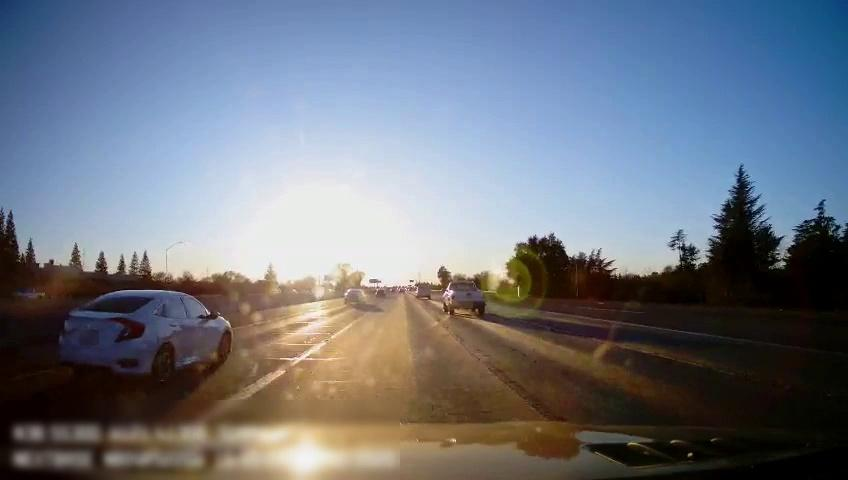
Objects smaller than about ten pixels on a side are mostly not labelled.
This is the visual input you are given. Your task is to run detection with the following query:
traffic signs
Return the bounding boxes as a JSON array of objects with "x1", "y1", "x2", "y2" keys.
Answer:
[{"x1": 368, "y1": 279, "x2": 379, "y2": 283}]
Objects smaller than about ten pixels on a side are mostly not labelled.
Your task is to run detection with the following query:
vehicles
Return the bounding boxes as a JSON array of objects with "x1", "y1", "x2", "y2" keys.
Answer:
[
  {"x1": 413, "y1": 285, "x2": 432, "y2": 300},
  {"x1": 58, "y1": 288, "x2": 233, "y2": 394},
  {"x1": 375, "y1": 288, "x2": 387, "y2": 298},
  {"x1": 9, "y1": 286, "x2": 47, "y2": 300},
  {"x1": 344, "y1": 288, "x2": 366, "y2": 305},
  {"x1": 442, "y1": 280, "x2": 486, "y2": 317}
]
